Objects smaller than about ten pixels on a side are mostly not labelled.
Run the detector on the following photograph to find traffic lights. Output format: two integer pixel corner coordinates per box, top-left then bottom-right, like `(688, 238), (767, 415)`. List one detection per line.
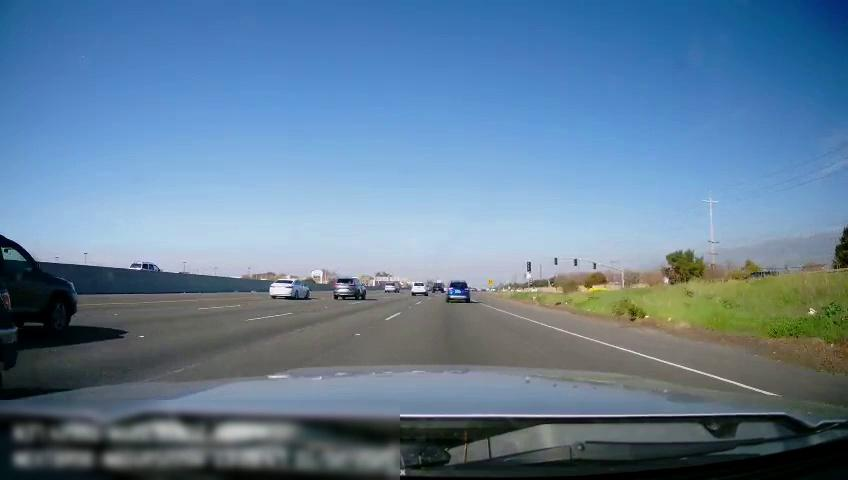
(526, 261), (532, 272)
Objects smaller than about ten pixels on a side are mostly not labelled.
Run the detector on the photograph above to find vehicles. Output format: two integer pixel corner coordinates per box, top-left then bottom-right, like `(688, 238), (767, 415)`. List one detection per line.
(411, 281), (429, 297)
(445, 281), (471, 304)
(432, 282), (445, 294)
(332, 278), (367, 301)
(269, 278), (311, 300)
(126, 260), (162, 272)
(384, 282), (400, 294)
(0, 233), (79, 336)
(743, 271), (781, 281)
(0, 282), (19, 372)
